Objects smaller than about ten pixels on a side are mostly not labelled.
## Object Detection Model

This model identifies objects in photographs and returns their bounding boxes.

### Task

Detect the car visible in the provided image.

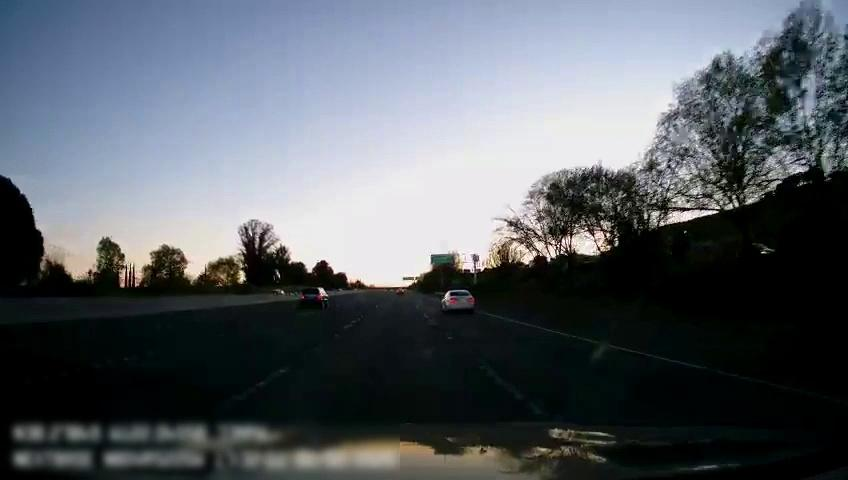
[441,290,475,314]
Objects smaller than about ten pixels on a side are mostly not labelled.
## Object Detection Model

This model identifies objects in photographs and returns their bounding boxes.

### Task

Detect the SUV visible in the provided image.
[300,287,330,311]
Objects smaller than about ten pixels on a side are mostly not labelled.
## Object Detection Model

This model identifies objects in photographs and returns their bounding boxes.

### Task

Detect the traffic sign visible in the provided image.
[431,254,455,265]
